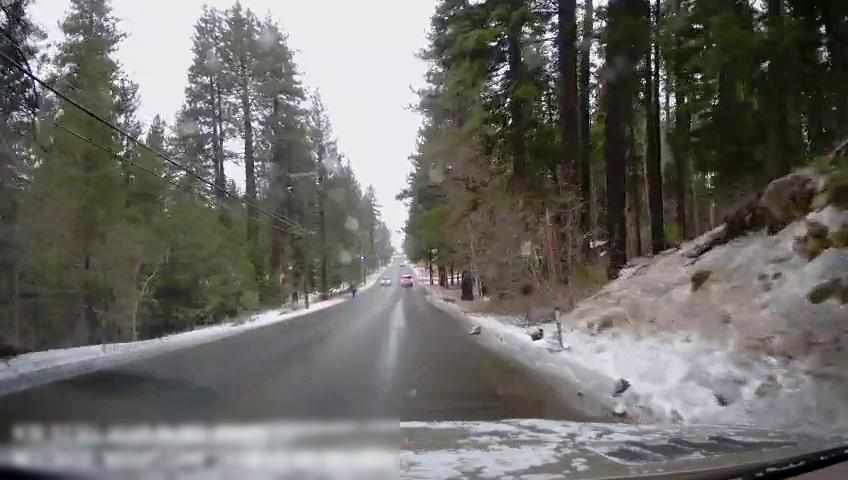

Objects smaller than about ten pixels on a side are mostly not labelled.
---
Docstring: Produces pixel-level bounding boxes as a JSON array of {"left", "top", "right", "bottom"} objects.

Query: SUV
[{"left": 399, "top": 274, "right": 415, "bottom": 288}]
